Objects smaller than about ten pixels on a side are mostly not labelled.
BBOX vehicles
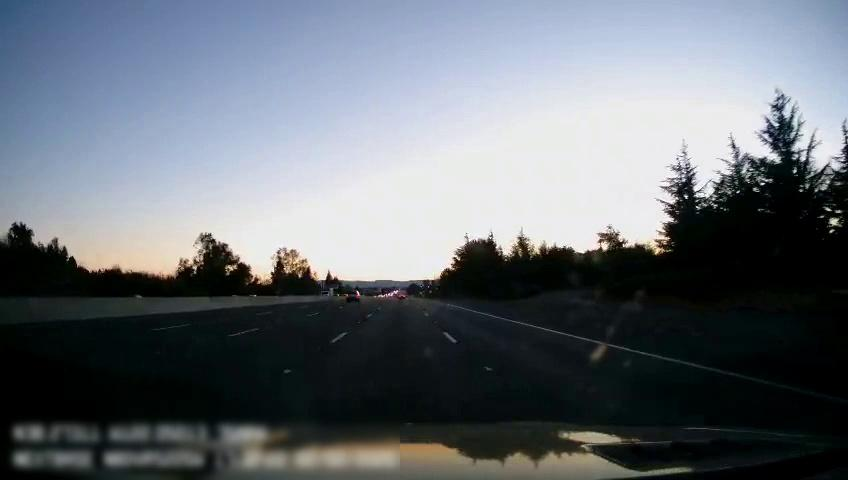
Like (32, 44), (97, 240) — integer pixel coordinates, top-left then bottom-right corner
(126, 294), (142, 299)
(321, 288), (334, 297)
(346, 290), (361, 303)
